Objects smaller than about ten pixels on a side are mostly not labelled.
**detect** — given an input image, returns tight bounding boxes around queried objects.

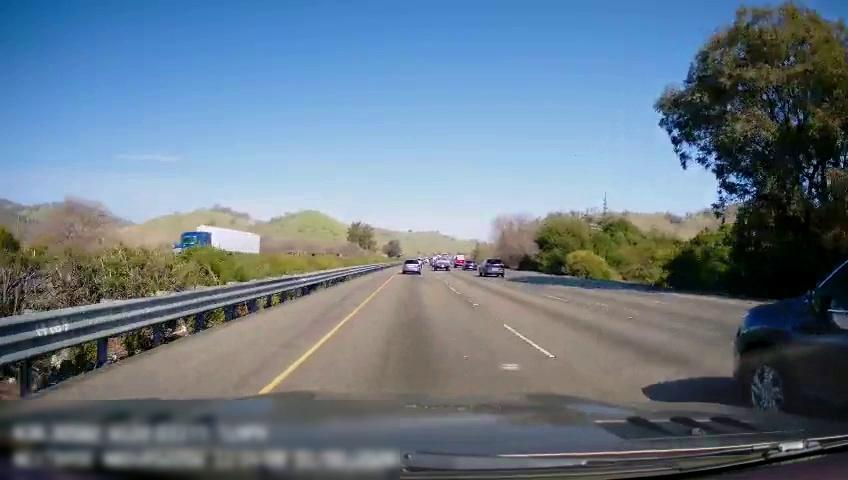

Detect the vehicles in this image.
[730,257,848,422]
[431,255,439,268]
[479,257,505,278]
[462,259,478,271]
[169,224,262,257]
[432,256,451,272]
[453,254,466,269]
[402,259,422,274]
